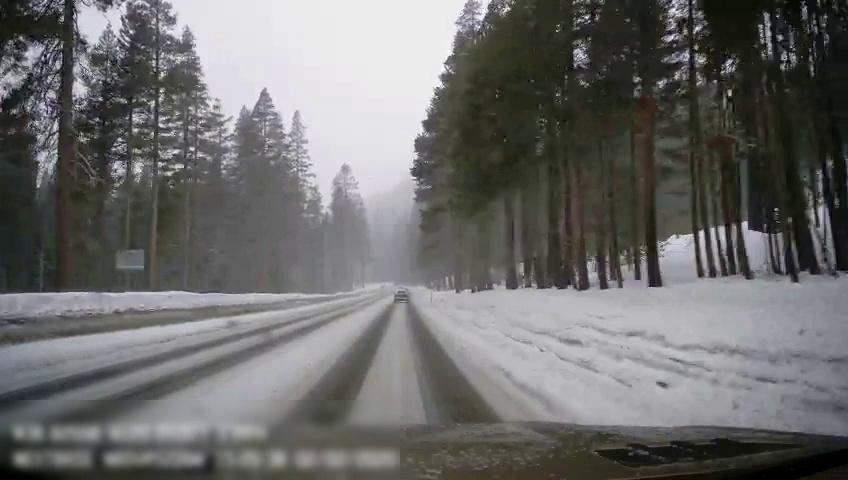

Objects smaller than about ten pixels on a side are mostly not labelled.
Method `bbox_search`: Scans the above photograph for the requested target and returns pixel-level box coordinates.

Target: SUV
[393,287,411,303]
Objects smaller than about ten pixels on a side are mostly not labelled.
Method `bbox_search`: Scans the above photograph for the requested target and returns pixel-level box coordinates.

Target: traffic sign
[113,249,145,270]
